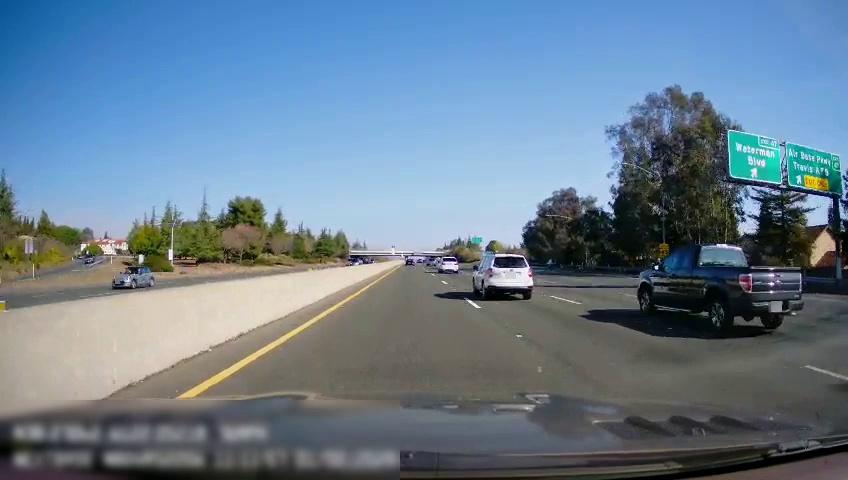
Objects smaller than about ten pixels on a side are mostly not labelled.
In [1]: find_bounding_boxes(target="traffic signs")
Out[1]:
[727,130,784,184]
[784,141,842,198]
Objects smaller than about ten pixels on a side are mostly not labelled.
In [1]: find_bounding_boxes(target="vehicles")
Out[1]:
[405,257,415,266]
[637,244,805,335]
[111,265,155,290]
[473,252,534,302]
[427,258,437,267]
[437,257,459,274]
[84,254,96,264]
[349,258,363,266]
